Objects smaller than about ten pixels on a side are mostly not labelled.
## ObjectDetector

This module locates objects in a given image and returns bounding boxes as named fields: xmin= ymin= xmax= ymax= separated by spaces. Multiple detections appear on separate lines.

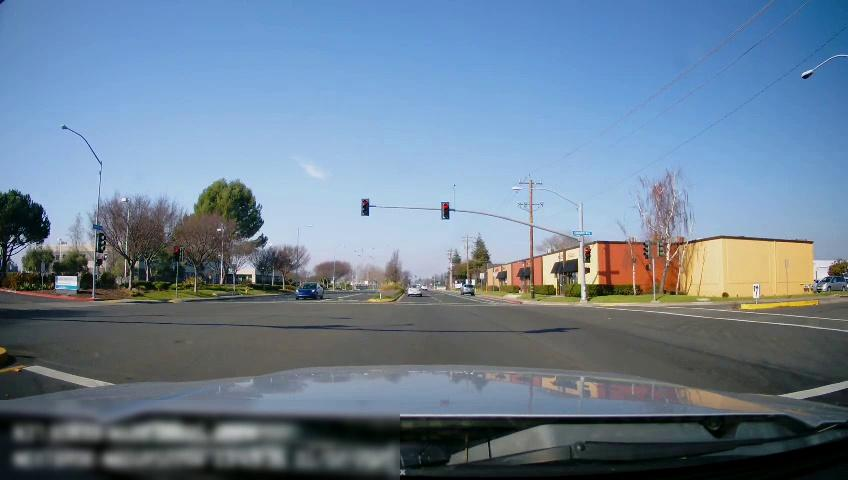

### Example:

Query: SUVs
xmin=460 ymin=284 xmax=475 ymax=296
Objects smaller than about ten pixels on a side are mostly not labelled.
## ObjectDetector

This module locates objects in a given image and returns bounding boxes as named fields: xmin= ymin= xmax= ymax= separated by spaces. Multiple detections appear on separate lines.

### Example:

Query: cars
xmin=295 ymin=282 xmax=324 ymax=300
xmin=407 ymin=283 xmax=423 ymax=297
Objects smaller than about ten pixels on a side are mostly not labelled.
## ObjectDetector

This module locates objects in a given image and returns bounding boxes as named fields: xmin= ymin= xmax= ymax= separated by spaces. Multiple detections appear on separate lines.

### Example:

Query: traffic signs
xmin=752 ymin=283 xmax=761 ymax=299
xmin=572 ymin=230 xmax=593 ymax=237
xmin=92 ymin=223 xmax=104 ymax=231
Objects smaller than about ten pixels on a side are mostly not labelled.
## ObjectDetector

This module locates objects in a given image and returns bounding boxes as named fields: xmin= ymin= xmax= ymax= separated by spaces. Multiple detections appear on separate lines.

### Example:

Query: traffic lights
xmin=360 ymin=197 xmax=370 ymax=217
xmin=656 ymin=239 xmax=666 ymax=257
xmin=96 ymin=232 xmax=107 ymax=254
xmin=172 ymin=244 xmax=181 ymax=263
xmin=642 ymin=239 xmax=652 ymax=260
xmin=440 ymin=201 xmax=451 ymax=221
xmin=583 ymin=246 xmax=592 ymax=264
xmin=178 ymin=247 xmax=185 ymax=262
